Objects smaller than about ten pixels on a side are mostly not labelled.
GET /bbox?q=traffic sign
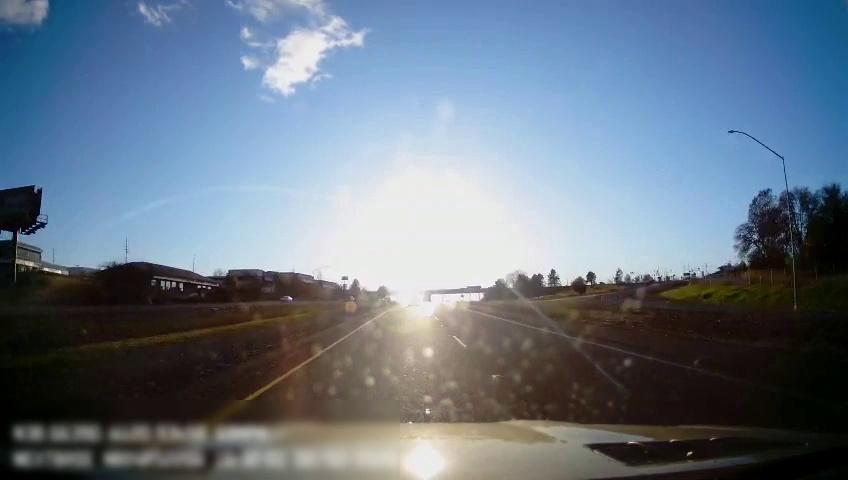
[467,286,480,292]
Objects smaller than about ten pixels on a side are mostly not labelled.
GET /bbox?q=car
[279,296,293,303]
